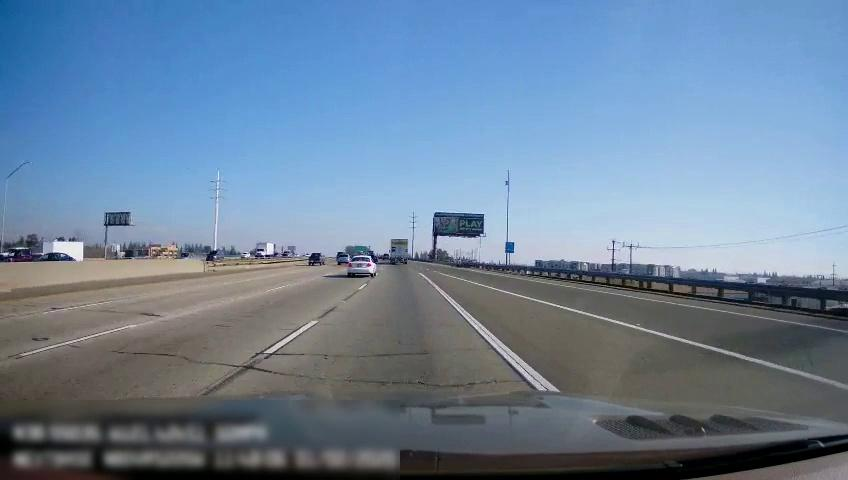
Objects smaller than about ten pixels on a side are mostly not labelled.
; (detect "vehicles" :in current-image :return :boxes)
[346,255,379,278]
[240,252,250,259]
[38,252,75,263]
[307,251,328,267]
[176,252,199,260]
[389,238,410,264]
[0,249,32,263]
[31,241,84,263]
[254,242,275,260]
[206,250,224,262]
[280,250,295,259]
[336,253,351,266]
